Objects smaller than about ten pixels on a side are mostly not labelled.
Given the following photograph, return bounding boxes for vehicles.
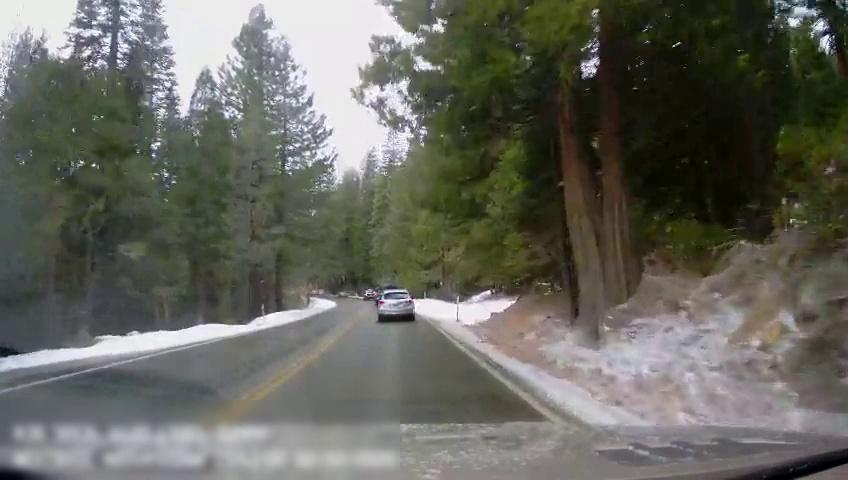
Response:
[374,290,385,305]
[362,288,377,300]
[378,290,415,322]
